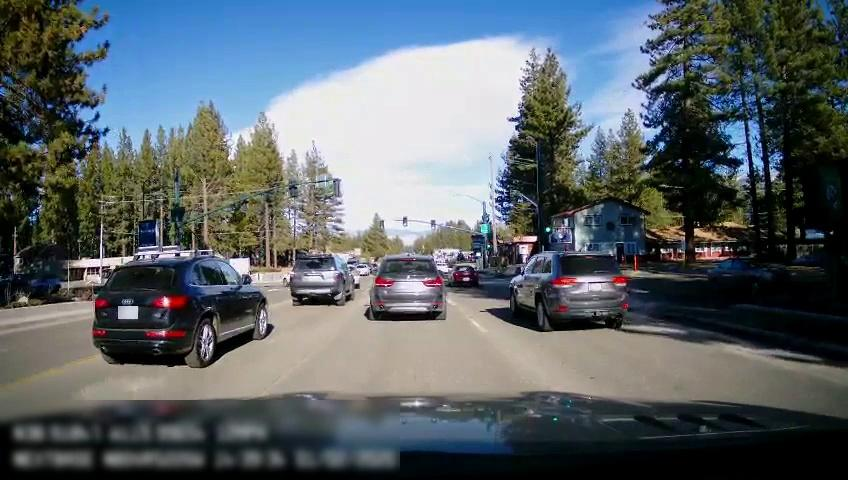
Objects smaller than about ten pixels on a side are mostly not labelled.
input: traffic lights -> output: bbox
[429,218,437,232]
[505,186,512,203]
[289,184,298,199]
[402,215,408,227]
[545,222,552,237]
[334,177,342,195]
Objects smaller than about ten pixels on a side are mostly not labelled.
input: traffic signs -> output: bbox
[479,220,491,235]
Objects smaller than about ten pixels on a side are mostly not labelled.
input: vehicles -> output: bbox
[291,251,353,305]
[508,251,629,332]
[370,256,446,322]
[446,265,480,289]
[91,255,270,368]
[360,263,371,276]
[282,272,293,288]
[350,261,362,287]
